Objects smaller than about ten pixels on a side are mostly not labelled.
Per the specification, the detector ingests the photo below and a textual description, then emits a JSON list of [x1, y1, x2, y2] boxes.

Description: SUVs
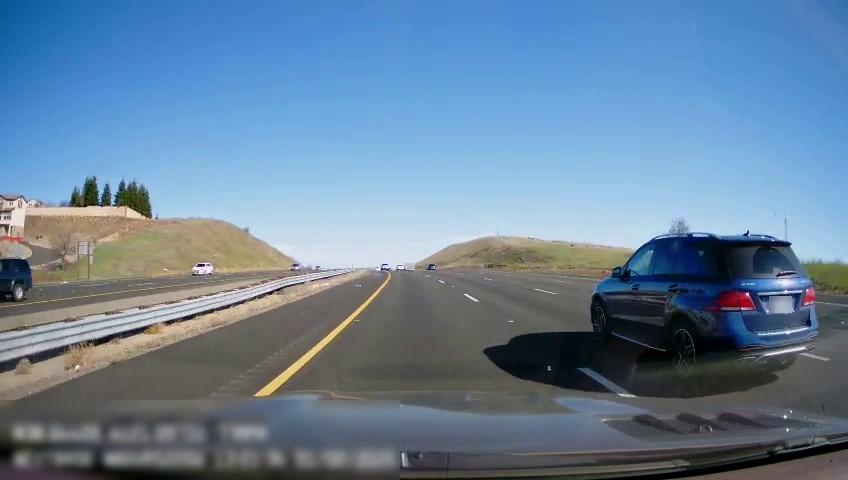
[[590, 237, 820, 381], [0, 257, 34, 300]]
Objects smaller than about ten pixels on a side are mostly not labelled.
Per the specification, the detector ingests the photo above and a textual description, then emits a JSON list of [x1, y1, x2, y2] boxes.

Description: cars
[[192, 262, 213, 276]]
